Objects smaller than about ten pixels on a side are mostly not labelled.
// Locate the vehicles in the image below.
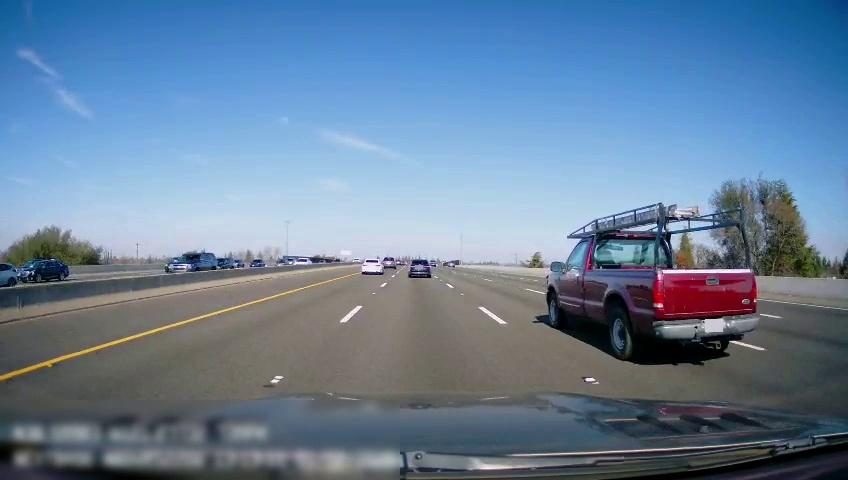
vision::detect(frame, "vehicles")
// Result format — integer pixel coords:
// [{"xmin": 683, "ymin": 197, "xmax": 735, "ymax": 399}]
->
[
  {"xmin": 407, "ymin": 258, "xmax": 432, "ymax": 279},
  {"xmin": 216, "ymin": 257, "xmax": 234, "ymax": 270},
  {"xmin": 231, "ymin": 260, "xmax": 245, "ymax": 269},
  {"xmin": 164, "ymin": 257, "xmax": 182, "ymax": 273},
  {"xmin": 0, "ymin": 262, "xmax": 21, "ymax": 287},
  {"xmin": 292, "ymin": 257, "xmax": 313, "ymax": 266},
  {"xmin": 249, "ymin": 259, "xmax": 265, "ymax": 268},
  {"xmin": 361, "ymin": 258, "xmax": 385, "ymax": 276},
  {"xmin": 16, "ymin": 257, "xmax": 70, "ymax": 284},
  {"xmin": 381, "ymin": 256, "xmax": 397, "ymax": 270},
  {"xmin": 544, "ymin": 200, "xmax": 761, "ymax": 363},
  {"xmin": 167, "ymin": 252, "xmax": 219, "ymax": 274}
]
